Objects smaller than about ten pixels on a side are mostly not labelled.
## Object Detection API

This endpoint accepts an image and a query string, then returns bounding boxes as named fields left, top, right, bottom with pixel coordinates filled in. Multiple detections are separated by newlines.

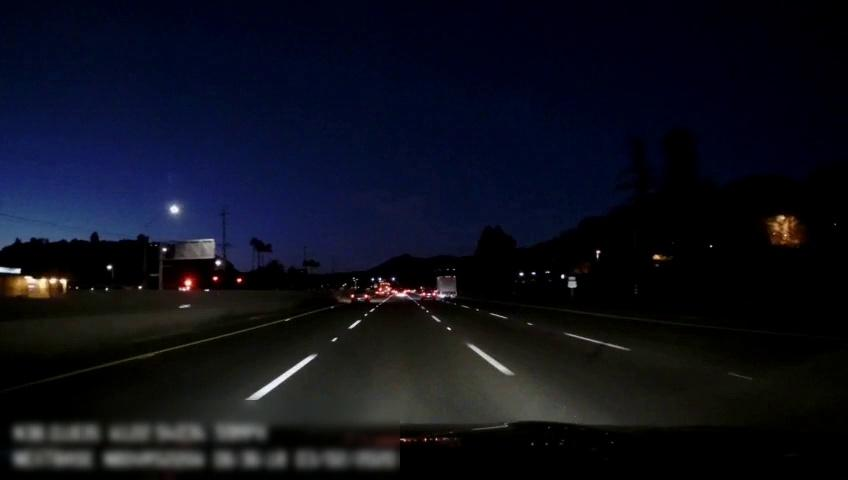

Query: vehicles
left=434, top=276, right=458, bottom=303
left=374, top=286, right=387, bottom=297
left=349, top=288, right=370, bottom=305
left=394, top=288, right=408, bottom=300
left=422, top=289, right=436, bottom=301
